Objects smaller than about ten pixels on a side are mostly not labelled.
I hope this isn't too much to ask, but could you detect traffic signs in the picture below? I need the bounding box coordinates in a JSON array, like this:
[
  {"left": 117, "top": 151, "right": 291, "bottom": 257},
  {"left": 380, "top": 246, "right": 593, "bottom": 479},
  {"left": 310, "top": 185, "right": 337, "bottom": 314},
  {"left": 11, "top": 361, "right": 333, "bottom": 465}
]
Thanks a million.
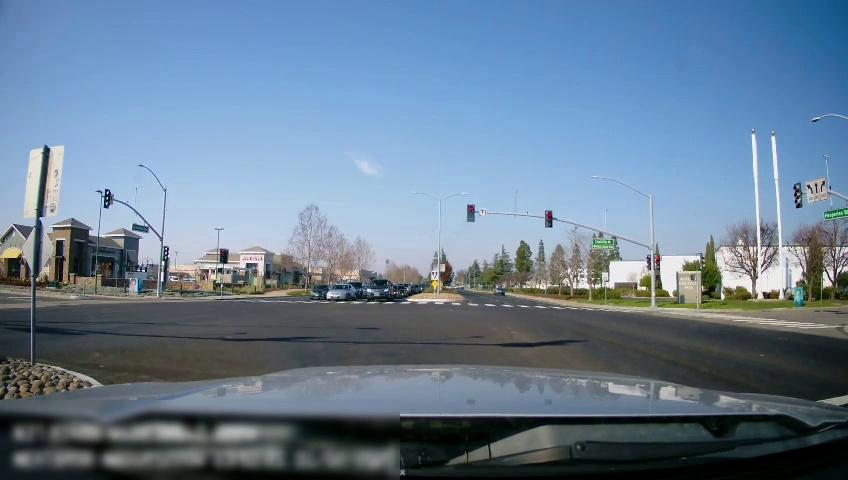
[
  {"left": 823, "top": 207, "right": 848, "bottom": 221},
  {"left": 431, "top": 270, "right": 440, "bottom": 281},
  {"left": 592, "top": 239, "right": 614, "bottom": 251},
  {"left": 806, "top": 176, "right": 827, "bottom": 203}
]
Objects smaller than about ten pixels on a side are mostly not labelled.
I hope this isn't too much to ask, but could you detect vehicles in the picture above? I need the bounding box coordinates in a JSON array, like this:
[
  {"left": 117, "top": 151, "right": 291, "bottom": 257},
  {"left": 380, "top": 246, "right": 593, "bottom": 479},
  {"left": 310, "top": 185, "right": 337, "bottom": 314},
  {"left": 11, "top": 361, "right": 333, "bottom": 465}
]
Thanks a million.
[
  {"left": 367, "top": 281, "right": 396, "bottom": 303},
  {"left": 393, "top": 283, "right": 406, "bottom": 301},
  {"left": 494, "top": 286, "right": 506, "bottom": 296},
  {"left": 352, "top": 283, "right": 367, "bottom": 300},
  {"left": 310, "top": 286, "right": 332, "bottom": 303},
  {"left": 329, "top": 284, "right": 359, "bottom": 301}
]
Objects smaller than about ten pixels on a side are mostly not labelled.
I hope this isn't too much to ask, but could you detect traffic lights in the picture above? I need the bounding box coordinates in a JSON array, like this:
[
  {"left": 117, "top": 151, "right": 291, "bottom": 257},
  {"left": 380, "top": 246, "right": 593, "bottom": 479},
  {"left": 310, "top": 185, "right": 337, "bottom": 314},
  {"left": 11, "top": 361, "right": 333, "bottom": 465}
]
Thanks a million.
[
  {"left": 646, "top": 255, "right": 652, "bottom": 271},
  {"left": 162, "top": 248, "right": 169, "bottom": 263},
  {"left": 466, "top": 204, "right": 475, "bottom": 223},
  {"left": 103, "top": 189, "right": 111, "bottom": 210},
  {"left": 792, "top": 183, "right": 804, "bottom": 209},
  {"left": 224, "top": 251, "right": 229, "bottom": 265},
  {"left": 219, "top": 250, "right": 224, "bottom": 264},
  {"left": 544, "top": 210, "right": 553, "bottom": 228},
  {"left": 653, "top": 254, "right": 660, "bottom": 271}
]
